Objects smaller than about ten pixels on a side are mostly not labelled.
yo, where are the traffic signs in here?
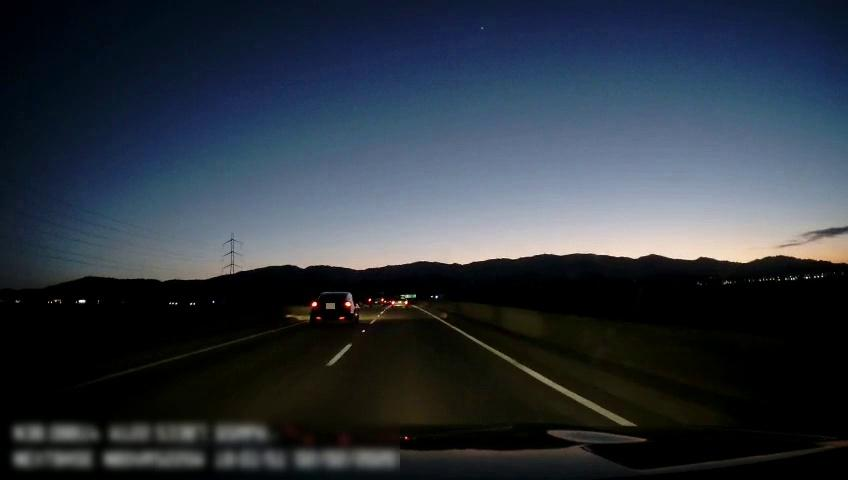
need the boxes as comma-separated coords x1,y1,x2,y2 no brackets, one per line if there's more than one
406,293,417,299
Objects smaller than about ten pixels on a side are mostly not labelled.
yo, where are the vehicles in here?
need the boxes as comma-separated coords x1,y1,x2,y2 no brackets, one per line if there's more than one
309,292,360,332
368,293,386,308
390,295,409,309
